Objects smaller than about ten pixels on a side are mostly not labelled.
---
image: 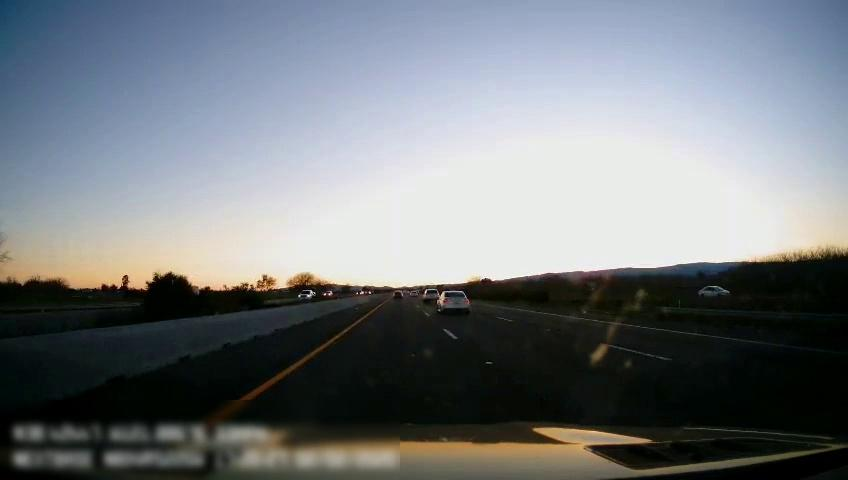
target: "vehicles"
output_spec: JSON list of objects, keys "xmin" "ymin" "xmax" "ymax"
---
[
  {"xmin": 436, "ymin": 290, "xmax": 470, "ymax": 315},
  {"xmin": 422, "ymin": 289, "xmax": 440, "ymax": 304},
  {"xmin": 699, "ymin": 285, "xmax": 729, "ymax": 296},
  {"xmin": 392, "ymin": 290, "xmax": 405, "ymax": 300},
  {"xmin": 297, "ymin": 289, "xmax": 316, "ymax": 301}
]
